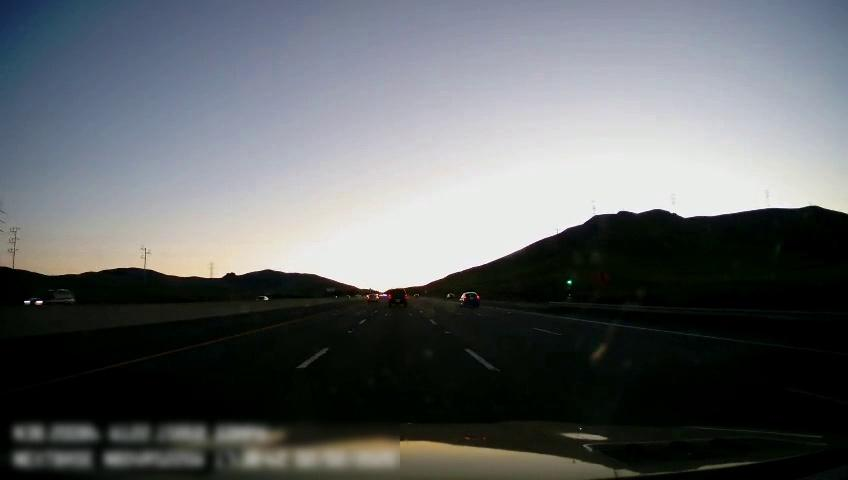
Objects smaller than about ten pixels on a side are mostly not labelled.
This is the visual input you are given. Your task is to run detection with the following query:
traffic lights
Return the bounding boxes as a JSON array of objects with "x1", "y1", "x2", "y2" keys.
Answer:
[{"x1": 566, "y1": 279, "x2": 573, "y2": 290}]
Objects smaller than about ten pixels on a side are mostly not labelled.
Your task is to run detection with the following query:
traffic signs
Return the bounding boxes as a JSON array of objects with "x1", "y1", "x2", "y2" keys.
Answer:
[{"x1": 596, "y1": 271, "x2": 610, "y2": 285}]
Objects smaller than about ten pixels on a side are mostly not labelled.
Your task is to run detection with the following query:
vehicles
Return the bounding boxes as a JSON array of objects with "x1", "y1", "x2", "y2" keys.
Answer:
[
  {"x1": 367, "y1": 293, "x2": 380, "y2": 303},
  {"x1": 22, "y1": 289, "x2": 76, "y2": 306},
  {"x1": 389, "y1": 289, "x2": 408, "y2": 307},
  {"x1": 459, "y1": 292, "x2": 480, "y2": 307},
  {"x1": 255, "y1": 295, "x2": 269, "y2": 301}
]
